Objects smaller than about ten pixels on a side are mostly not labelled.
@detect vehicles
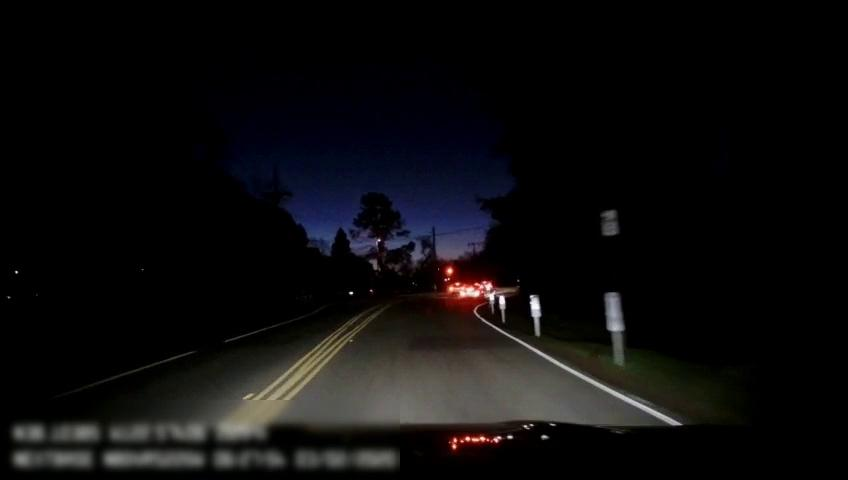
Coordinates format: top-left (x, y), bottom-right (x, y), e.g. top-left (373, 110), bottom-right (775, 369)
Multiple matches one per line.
top-left (447, 281), bottom-right (464, 297)
top-left (479, 281), bottom-right (494, 293)
top-left (459, 284), bottom-right (486, 302)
